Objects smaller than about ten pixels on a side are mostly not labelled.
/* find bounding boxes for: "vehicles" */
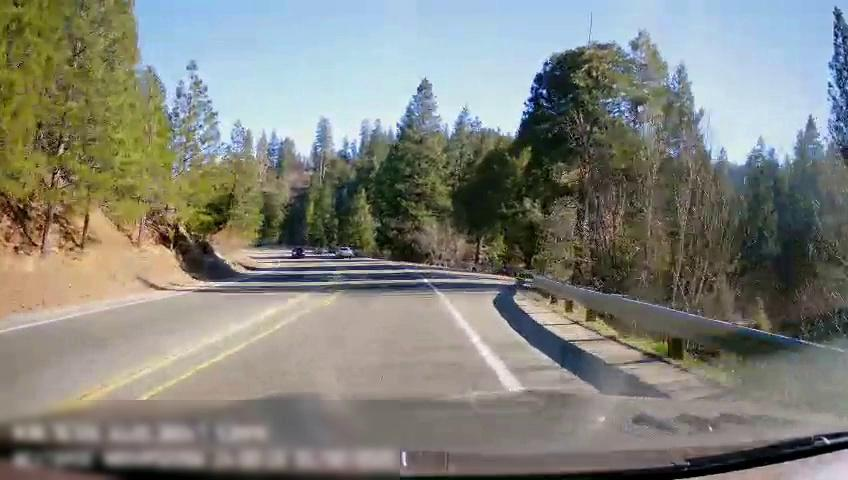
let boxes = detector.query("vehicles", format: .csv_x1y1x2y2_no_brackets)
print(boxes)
291,248,305,258
337,246,352,258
